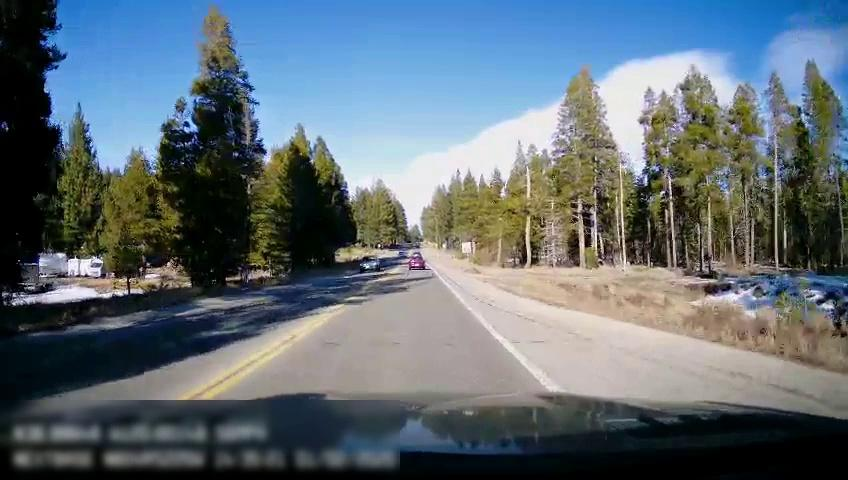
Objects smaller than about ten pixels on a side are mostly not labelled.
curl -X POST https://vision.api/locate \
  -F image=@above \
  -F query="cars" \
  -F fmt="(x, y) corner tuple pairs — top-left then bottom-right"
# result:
(358, 255), (380, 274)
(407, 255), (426, 271)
